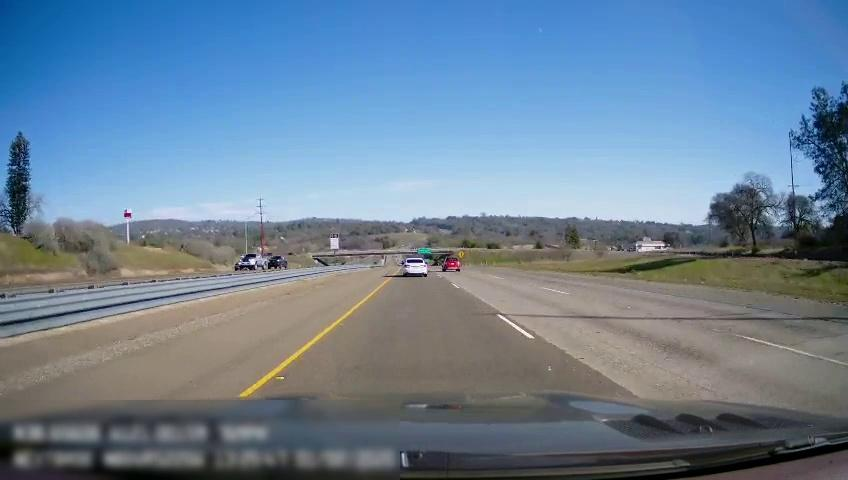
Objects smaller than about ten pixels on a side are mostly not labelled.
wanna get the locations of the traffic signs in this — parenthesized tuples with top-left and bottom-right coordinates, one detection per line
(328, 233, 340, 249)
(415, 247, 432, 254)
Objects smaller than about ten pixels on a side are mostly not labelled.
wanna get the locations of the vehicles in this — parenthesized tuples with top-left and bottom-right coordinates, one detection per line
(442, 256, 461, 271)
(400, 257, 427, 277)
(238, 253, 267, 271)
(235, 257, 252, 271)
(268, 255, 288, 269)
